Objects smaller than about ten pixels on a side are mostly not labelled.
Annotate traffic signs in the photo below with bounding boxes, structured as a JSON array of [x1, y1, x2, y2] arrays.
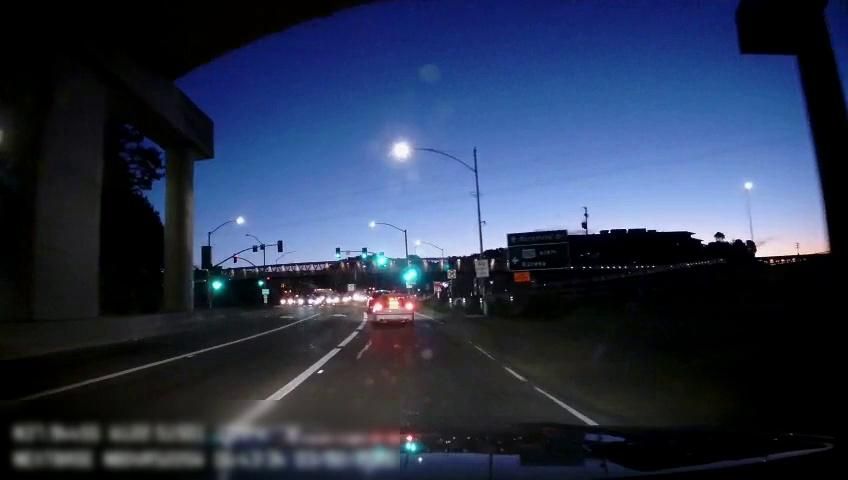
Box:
[[506, 230, 570, 268], [447, 268, 457, 280], [474, 259, 489, 276], [514, 273, 529, 282]]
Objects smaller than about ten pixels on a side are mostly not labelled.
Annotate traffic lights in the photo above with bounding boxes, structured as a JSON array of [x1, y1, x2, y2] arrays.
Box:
[[380, 252, 385, 264], [258, 274, 263, 286], [336, 247, 342, 258], [266, 275, 271, 286], [233, 252, 237, 265], [407, 267, 414, 280], [361, 247, 367, 260], [212, 276, 220, 290], [278, 240, 284, 252]]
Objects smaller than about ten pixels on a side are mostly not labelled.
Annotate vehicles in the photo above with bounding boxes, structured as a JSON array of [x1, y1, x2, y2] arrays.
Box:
[[372, 293, 415, 327], [368, 289, 390, 314]]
